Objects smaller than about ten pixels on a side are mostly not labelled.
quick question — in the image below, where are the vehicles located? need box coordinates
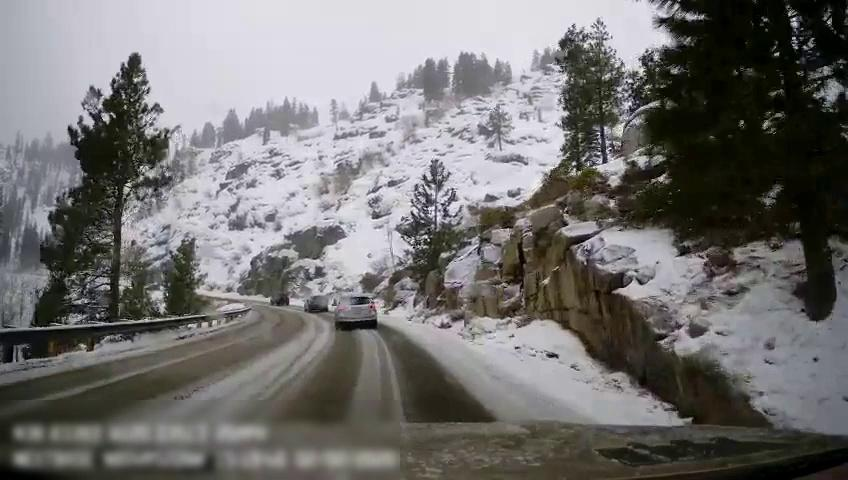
[332,296,378,329]
[304,294,329,313]
[270,292,290,306]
